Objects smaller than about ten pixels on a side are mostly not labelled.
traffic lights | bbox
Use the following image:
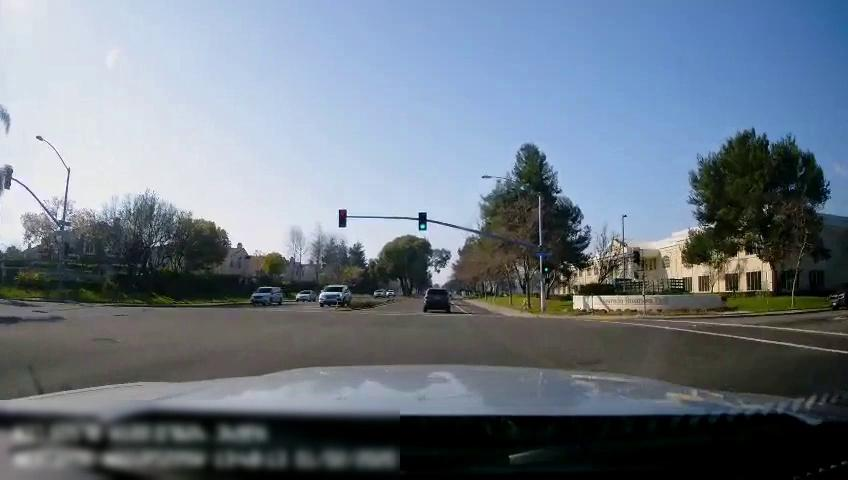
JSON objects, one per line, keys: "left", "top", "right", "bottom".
{"left": 339, "top": 208, "right": 347, "bottom": 228}
{"left": 419, "top": 211, "right": 427, "bottom": 230}
{"left": 2, "top": 165, "right": 12, "bottom": 190}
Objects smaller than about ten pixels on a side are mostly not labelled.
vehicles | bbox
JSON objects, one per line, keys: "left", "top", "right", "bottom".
{"left": 250, "top": 286, "right": 283, "bottom": 307}
{"left": 828, "top": 291, "right": 848, "bottom": 312}
{"left": 374, "top": 288, "right": 387, "bottom": 298}
{"left": 296, "top": 290, "right": 317, "bottom": 303}
{"left": 423, "top": 288, "right": 452, "bottom": 314}
{"left": 319, "top": 284, "right": 352, "bottom": 308}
